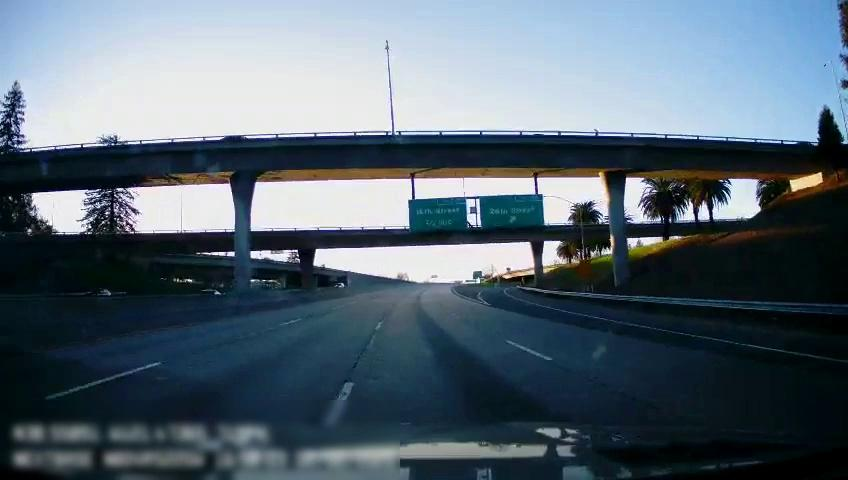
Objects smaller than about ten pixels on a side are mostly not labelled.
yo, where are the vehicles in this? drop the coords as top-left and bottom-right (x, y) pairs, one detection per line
(202, 289), (221, 295)
(222, 134), (246, 140)
(87, 287), (112, 297)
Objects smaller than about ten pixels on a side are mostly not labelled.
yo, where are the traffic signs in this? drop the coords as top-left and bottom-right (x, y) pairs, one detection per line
(478, 195), (546, 228)
(408, 197), (469, 232)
